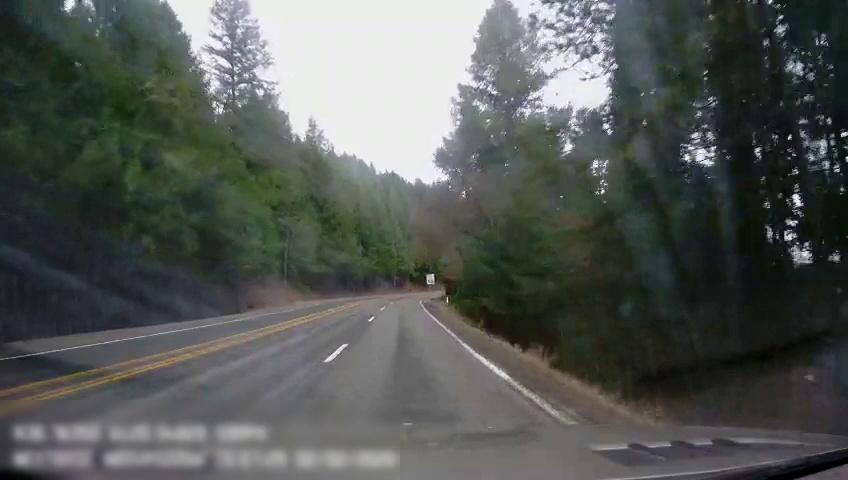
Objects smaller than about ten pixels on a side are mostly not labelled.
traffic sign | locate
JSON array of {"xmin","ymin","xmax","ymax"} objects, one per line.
[{"xmin": 425, "ymin": 273, "xmax": 436, "ymax": 286}]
